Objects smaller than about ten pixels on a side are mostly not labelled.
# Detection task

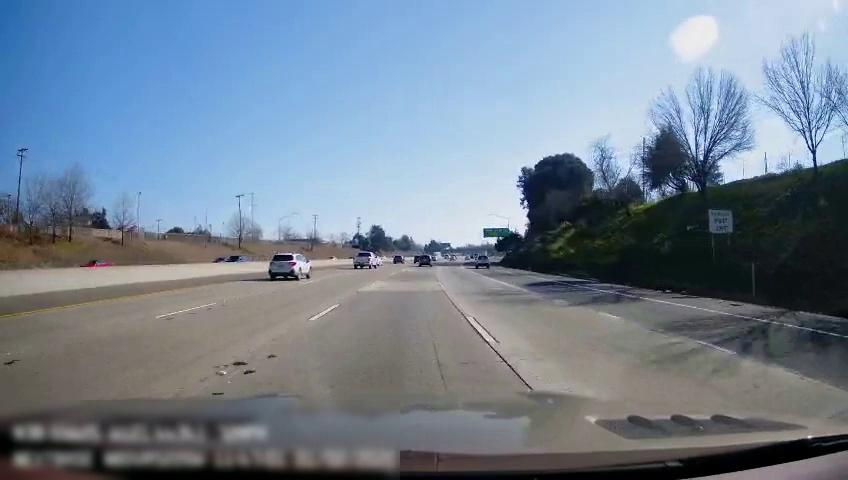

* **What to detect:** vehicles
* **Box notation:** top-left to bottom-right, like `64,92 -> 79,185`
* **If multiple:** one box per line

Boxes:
393,254 -> 405,264
418,254 -> 433,267
268,252 -> 313,281
80,258 -> 112,269
353,252 -> 379,270
475,254 -> 491,269
213,256 -> 229,263
226,255 -> 248,263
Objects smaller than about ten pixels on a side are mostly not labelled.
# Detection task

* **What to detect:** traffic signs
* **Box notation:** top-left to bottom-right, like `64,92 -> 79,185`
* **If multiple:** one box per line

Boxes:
481,227 -> 507,238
